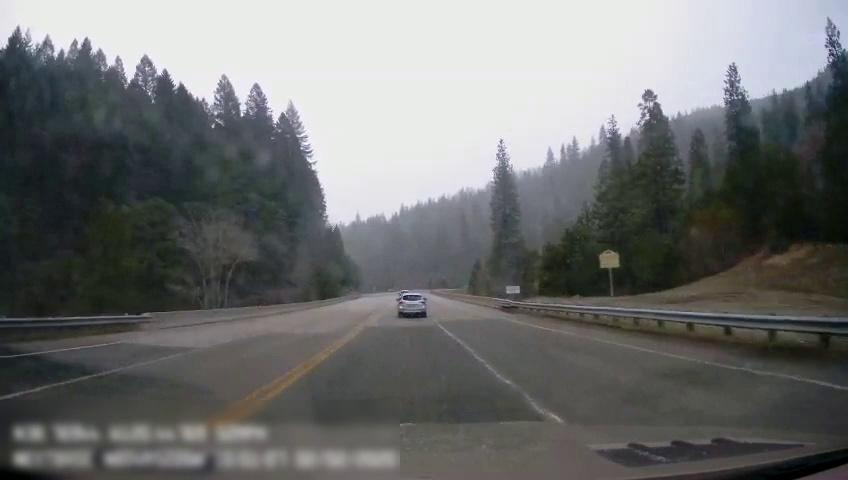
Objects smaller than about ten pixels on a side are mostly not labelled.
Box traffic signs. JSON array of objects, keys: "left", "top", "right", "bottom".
[
  {"left": 506, "top": 286, "right": 520, "bottom": 294},
  {"left": 599, "top": 250, "right": 620, "bottom": 268}
]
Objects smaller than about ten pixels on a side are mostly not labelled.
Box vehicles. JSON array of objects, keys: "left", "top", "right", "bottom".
[
  {"left": 397, "top": 292, "right": 428, "bottom": 317},
  {"left": 398, "top": 290, "right": 410, "bottom": 300}
]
